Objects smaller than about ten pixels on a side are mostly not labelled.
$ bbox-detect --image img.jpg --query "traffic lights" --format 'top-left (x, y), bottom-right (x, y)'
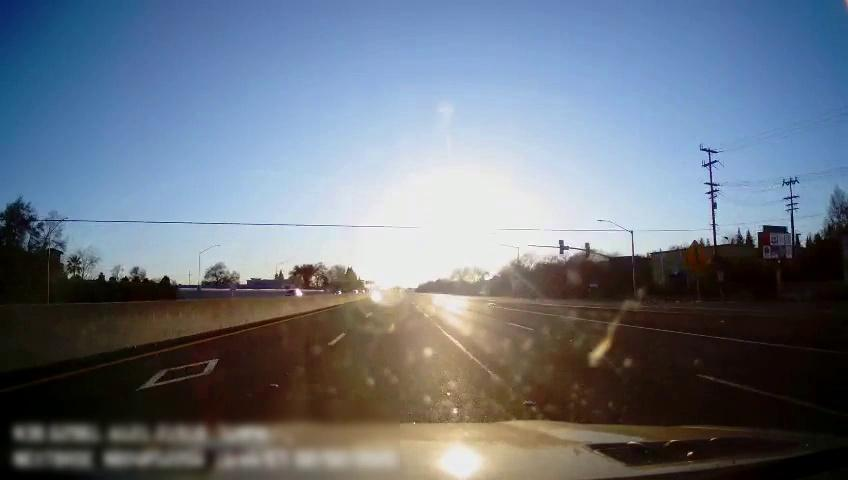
top-left (559, 240), bottom-right (564, 254)
top-left (585, 242), bottom-right (590, 257)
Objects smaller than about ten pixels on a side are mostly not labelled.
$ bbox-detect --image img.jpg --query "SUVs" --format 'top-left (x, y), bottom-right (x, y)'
top-left (284, 289), bottom-right (303, 298)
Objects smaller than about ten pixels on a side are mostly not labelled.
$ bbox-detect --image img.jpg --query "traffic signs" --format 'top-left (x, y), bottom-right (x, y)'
top-left (683, 240), bottom-right (709, 273)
